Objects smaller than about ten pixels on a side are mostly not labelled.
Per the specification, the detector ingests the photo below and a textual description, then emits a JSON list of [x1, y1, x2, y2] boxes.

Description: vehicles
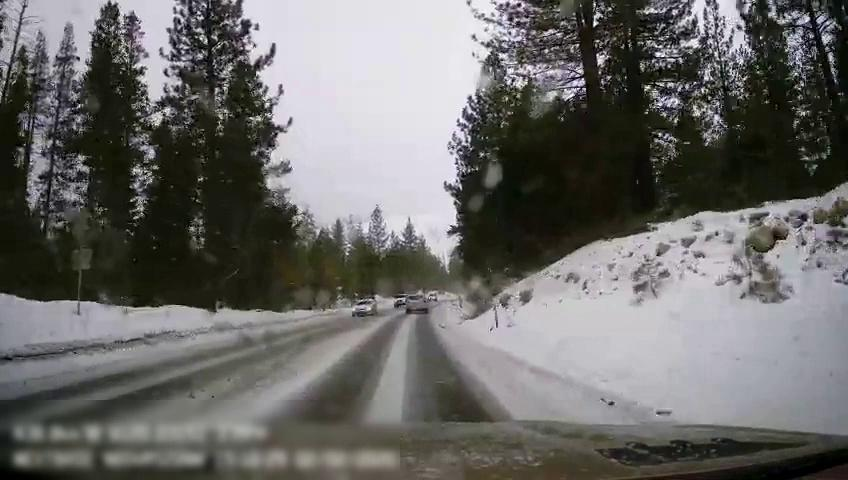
[[393, 293, 407, 308], [405, 294, 432, 315], [428, 292, 438, 302], [351, 298, 378, 318]]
